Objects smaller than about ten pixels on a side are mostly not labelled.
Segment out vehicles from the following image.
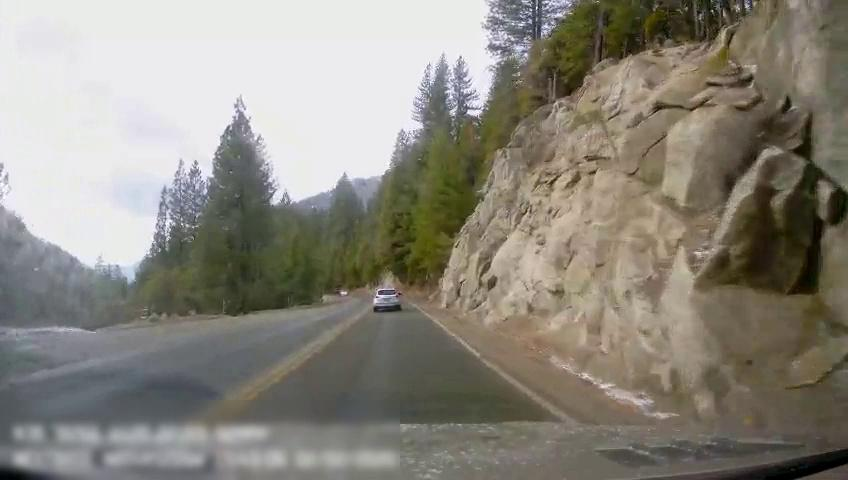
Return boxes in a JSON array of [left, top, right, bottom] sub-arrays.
[[339, 290, 348, 296], [373, 288, 403, 312]]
